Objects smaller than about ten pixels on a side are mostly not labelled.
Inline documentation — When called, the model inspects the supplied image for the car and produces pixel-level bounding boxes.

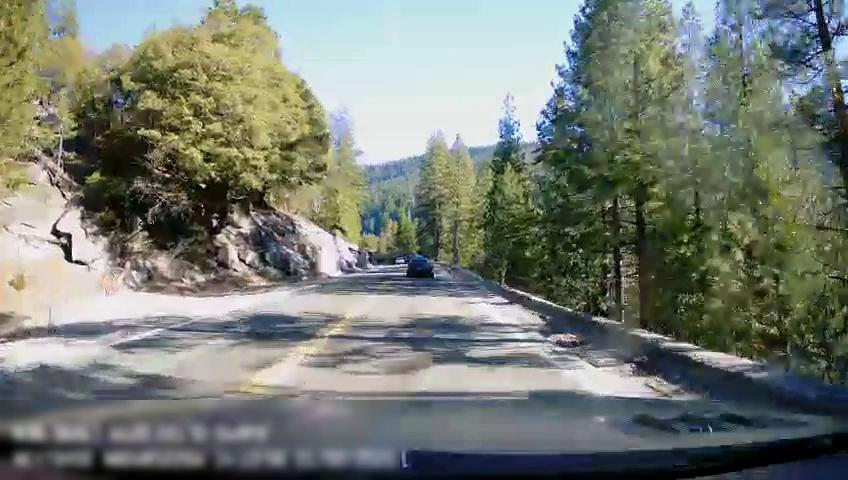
[405,254,434,278]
